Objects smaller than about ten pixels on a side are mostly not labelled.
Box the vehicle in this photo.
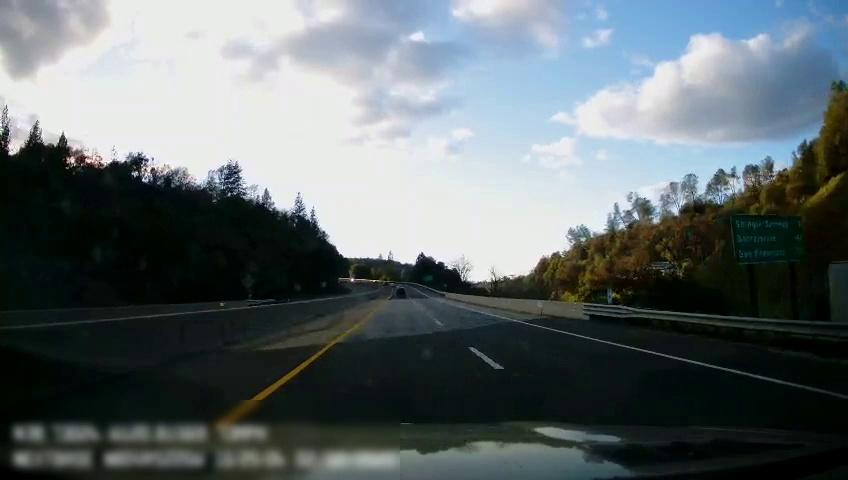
[395,286,406,296]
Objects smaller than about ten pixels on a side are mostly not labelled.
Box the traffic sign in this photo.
[728,211,808,267]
